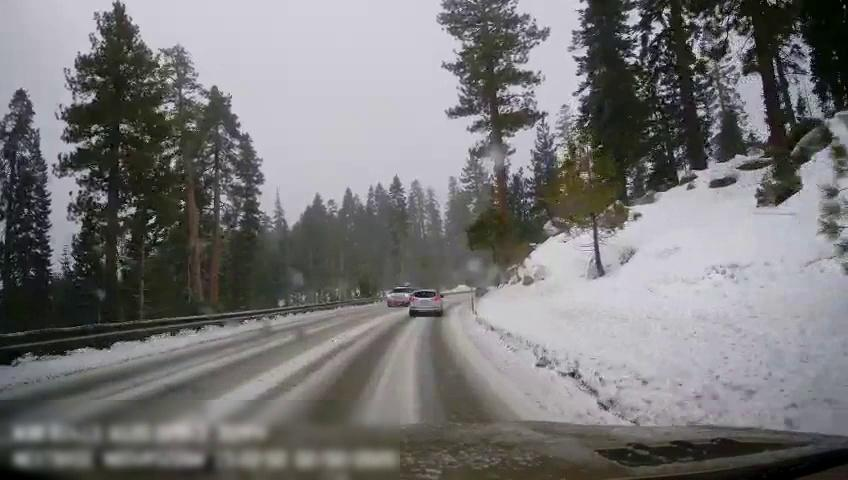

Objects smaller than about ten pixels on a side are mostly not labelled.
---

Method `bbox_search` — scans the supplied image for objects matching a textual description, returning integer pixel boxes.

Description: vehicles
[408,288,445,318]
[474,286,490,299]
[387,286,418,307]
